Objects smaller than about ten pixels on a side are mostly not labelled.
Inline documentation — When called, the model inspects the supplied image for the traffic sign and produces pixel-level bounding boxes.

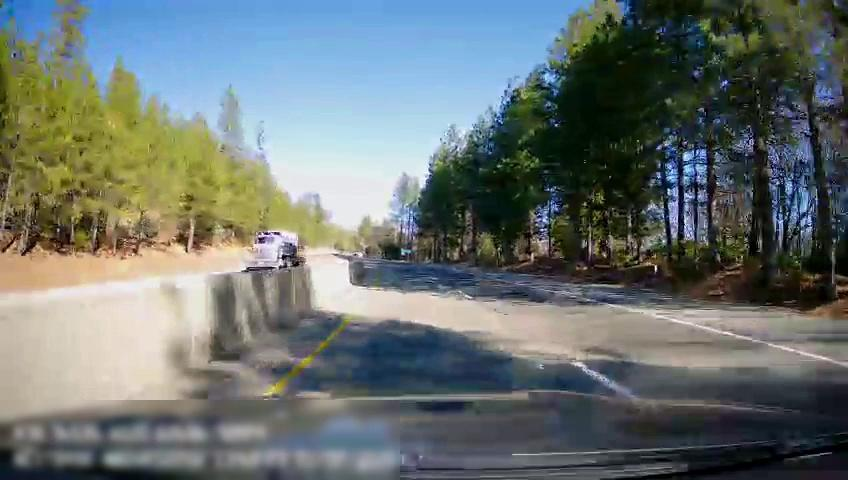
[401,247,417,256]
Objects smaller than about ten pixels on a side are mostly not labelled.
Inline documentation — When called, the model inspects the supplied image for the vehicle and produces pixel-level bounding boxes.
[240,231,305,273]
